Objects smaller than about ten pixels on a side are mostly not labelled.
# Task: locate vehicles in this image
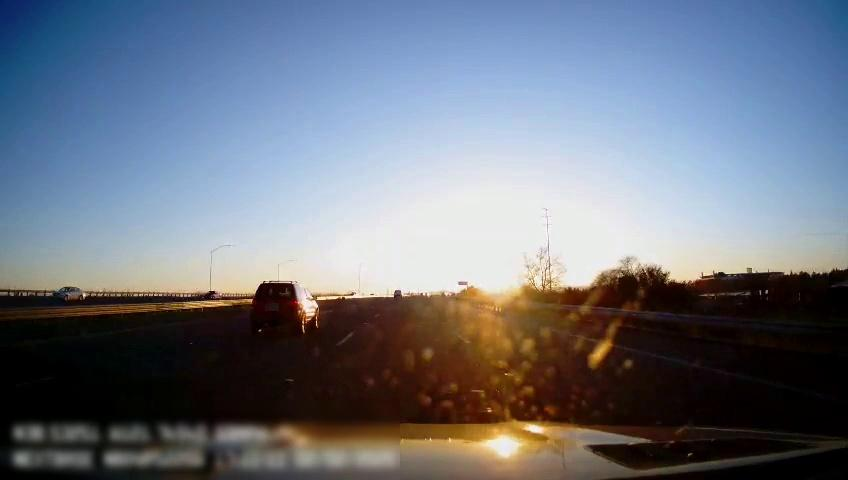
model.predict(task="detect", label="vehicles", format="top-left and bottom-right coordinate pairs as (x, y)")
top-left (250, 280), bottom-right (320, 336)
top-left (51, 286), bottom-right (85, 302)
top-left (393, 290), bottom-right (405, 298)
top-left (202, 290), bottom-right (222, 301)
